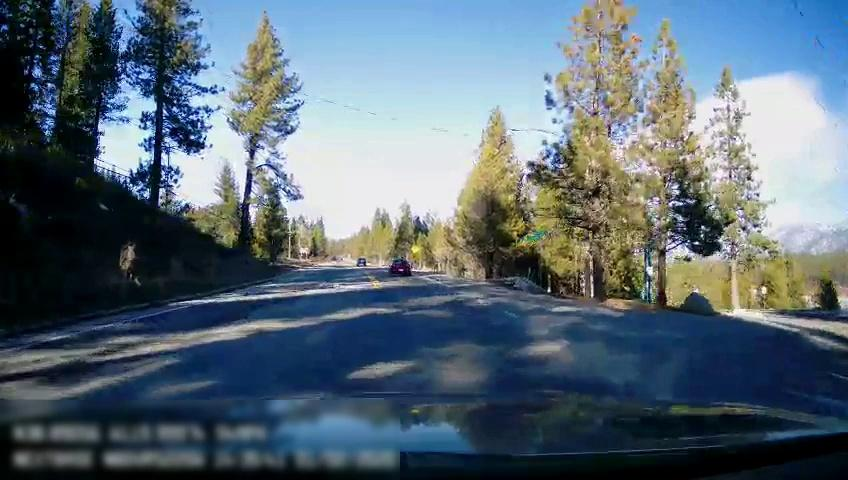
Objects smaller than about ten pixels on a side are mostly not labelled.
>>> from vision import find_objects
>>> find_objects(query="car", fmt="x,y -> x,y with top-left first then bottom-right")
390,260 -> 411,277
